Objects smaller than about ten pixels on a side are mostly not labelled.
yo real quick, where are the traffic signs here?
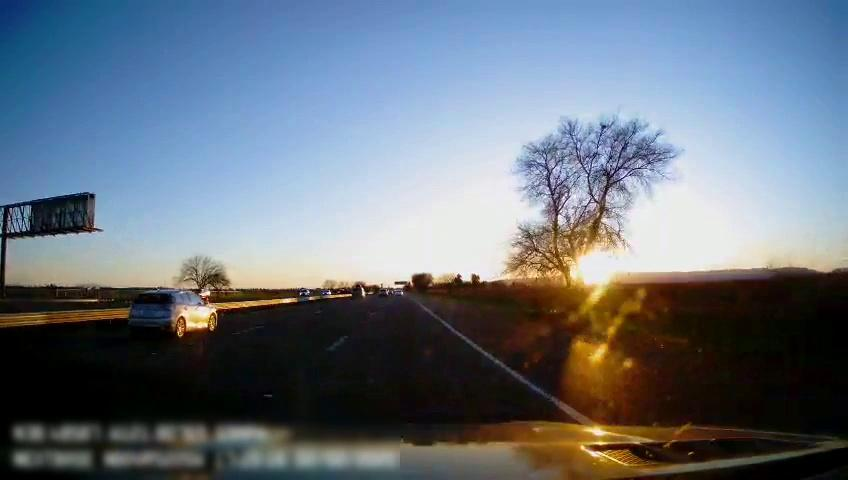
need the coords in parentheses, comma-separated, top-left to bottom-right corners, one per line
(395, 281, 406, 285)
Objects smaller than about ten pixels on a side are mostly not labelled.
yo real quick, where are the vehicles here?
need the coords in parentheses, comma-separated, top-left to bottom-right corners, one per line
(350, 284, 366, 301)
(298, 289, 311, 298)
(191, 288, 211, 298)
(129, 289, 220, 343)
